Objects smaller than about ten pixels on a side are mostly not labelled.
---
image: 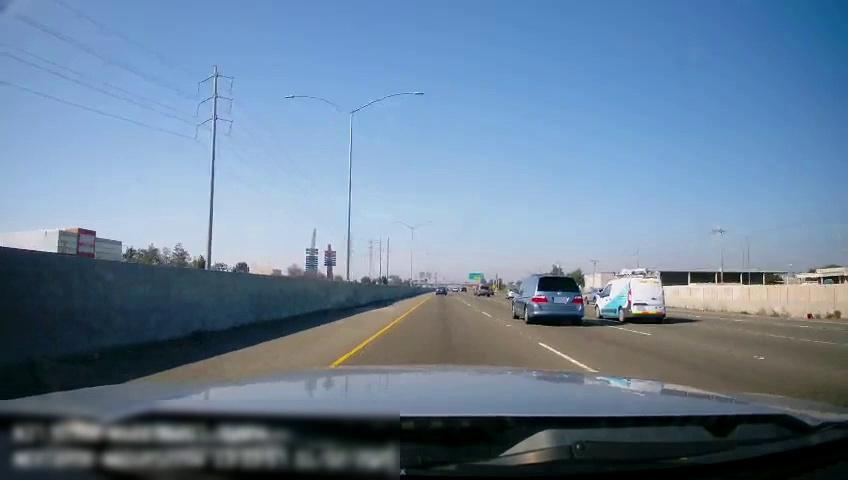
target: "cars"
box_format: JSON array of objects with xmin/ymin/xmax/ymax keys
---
[
  {"xmin": 435, "ymin": 286, "xmax": 447, "ymax": 296},
  {"xmin": 584, "ymin": 288, "xmax": 605, "ymax": 305},
  {"xmin": 505, "ymin": 288, "xmax": 518, "ymax": 299}
]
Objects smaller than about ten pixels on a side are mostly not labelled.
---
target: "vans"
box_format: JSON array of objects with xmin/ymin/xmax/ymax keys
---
[
  {"xmin": 594, "ymin": 277, "xmax": 666, "ymax": 324},
  {"xmin": 511, "ymin": 275, "xmax": 585, "ymax": 324}
]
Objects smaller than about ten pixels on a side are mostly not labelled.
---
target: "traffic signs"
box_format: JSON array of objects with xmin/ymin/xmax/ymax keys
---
[{"xmin": 465, "ymin": 273, "xmax": 483, "ymax": 280}]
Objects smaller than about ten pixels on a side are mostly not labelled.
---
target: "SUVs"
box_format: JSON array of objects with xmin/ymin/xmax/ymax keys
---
[{"xmin": 477, "ymin": 285, "xmax": 491, "ymax": 297}]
